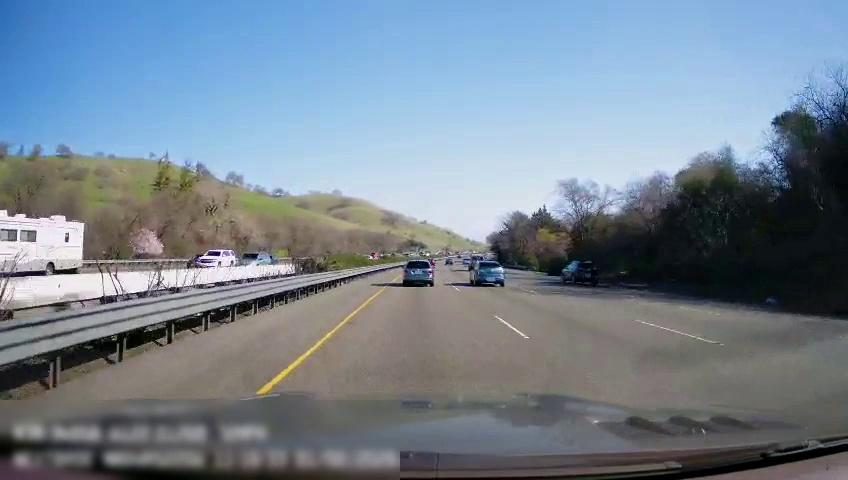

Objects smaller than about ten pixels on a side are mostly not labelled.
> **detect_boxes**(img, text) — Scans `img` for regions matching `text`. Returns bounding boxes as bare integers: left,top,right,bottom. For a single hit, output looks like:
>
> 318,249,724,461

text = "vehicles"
402,260,434,286
187,254,206,269
0,210,84,276
468,256,483,272
560,260,601,287
195,250,236,269
237,251,271,267
469,260,505,287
